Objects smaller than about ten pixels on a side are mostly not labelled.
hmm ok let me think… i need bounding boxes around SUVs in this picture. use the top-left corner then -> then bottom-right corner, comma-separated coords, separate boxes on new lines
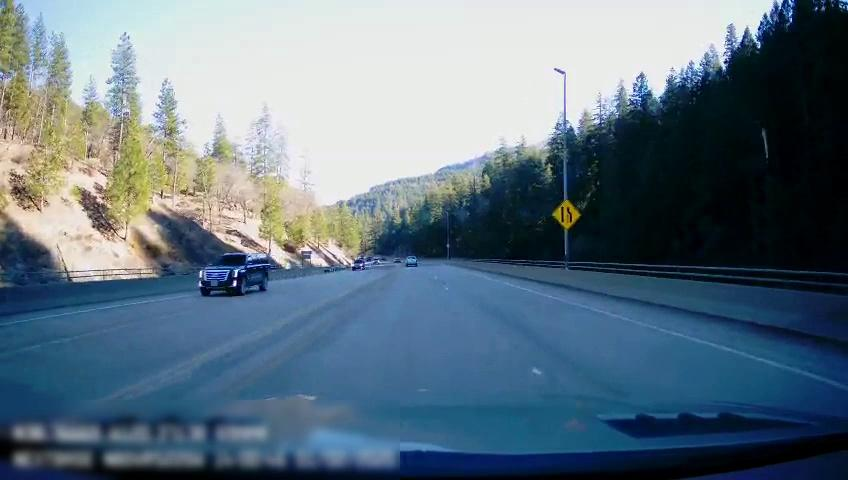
198,252 -> 272,297
351,259 -> 365,271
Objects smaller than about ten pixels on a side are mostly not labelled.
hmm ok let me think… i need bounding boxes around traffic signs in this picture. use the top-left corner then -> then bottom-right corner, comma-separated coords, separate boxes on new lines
552,200 -> 581,229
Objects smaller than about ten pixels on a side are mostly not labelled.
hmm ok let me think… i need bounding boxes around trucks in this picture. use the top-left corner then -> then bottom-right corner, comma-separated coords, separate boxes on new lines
405,254 -> 419,267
